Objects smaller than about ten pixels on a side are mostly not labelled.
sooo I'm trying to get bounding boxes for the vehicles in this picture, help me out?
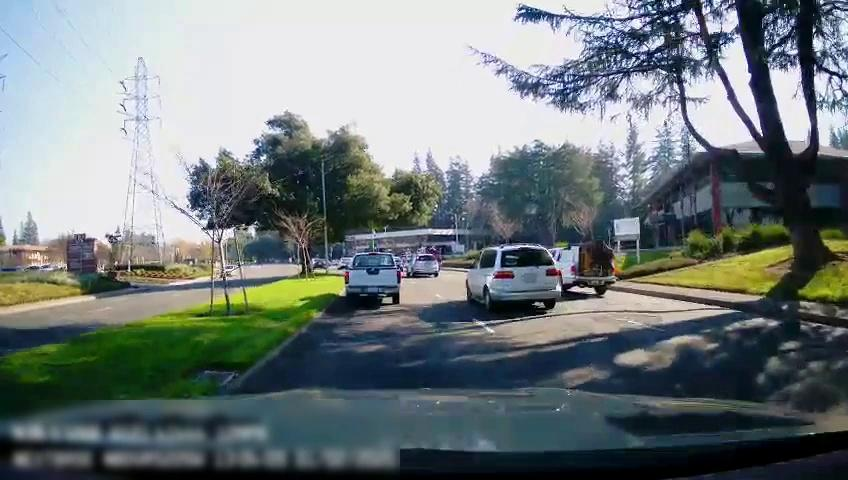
[337,256,353,271]
[311,258,325,269]
[547,245,617,297]
[465,244,562,315]
[222,263,240,277]
[338,250,403,306]
[404,252,441,279]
